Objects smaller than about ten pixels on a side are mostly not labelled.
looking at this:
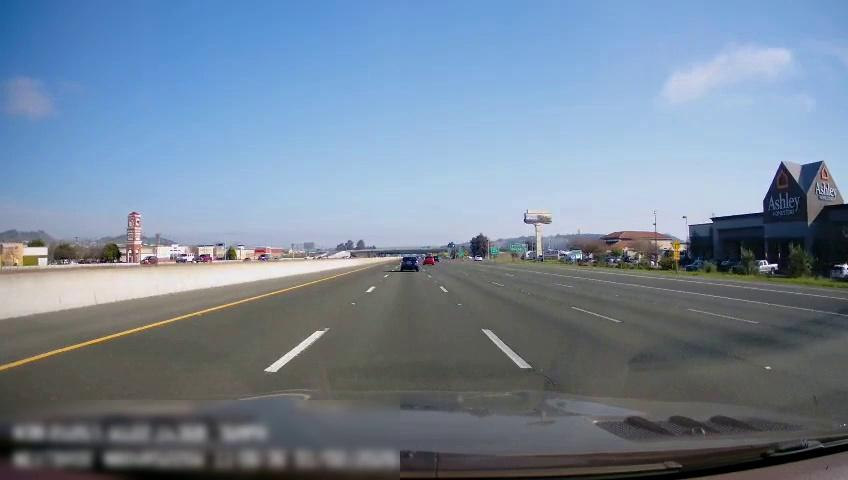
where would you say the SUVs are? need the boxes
[176,252,195,264]
[400,257,419,272]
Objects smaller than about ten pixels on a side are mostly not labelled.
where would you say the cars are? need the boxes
[423,257,435,266]
[142,256,159,265]
[257,254,269,262]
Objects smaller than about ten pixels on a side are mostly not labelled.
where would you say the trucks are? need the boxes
[192,254,213,264]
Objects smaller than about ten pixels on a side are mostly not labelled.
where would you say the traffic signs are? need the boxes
[671,239,681,251]
[672,251,680,262]
[510,244,528,254]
